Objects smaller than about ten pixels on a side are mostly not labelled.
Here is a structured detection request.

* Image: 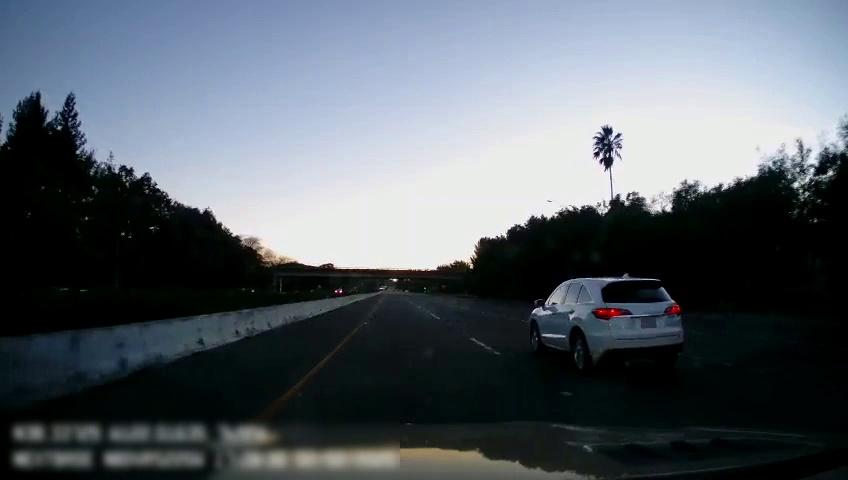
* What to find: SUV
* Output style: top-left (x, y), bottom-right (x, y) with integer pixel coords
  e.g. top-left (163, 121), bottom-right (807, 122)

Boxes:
top-left (528, 278), bottom-right (684, 377)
